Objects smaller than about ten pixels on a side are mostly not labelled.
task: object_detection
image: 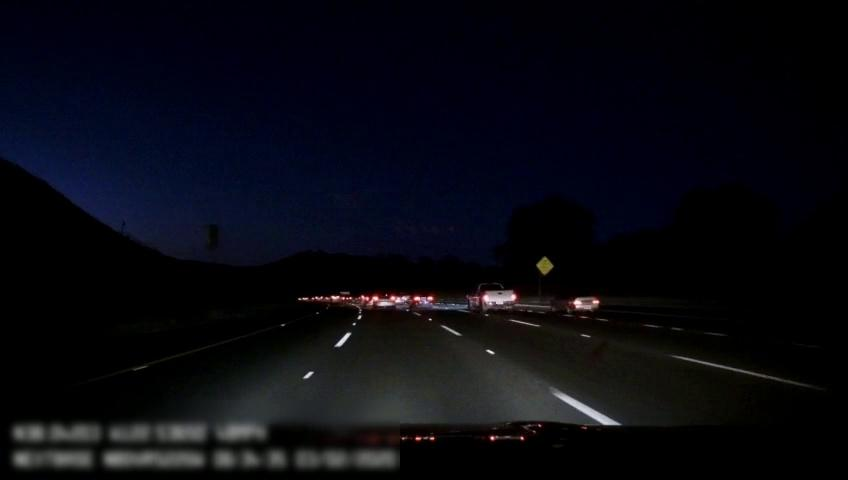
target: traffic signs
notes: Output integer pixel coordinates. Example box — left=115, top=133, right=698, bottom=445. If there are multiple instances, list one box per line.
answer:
left=536, top=256, right=554, bottom=276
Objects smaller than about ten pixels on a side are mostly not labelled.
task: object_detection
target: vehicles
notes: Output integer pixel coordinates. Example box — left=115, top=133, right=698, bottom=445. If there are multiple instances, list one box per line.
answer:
left=550, top=288, right=600, bottom=315
left=372, top=292, right=396, bottom=312
left=465, top=281, right=519, bottom=318
left=409, top=291, right=435, bottom=312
